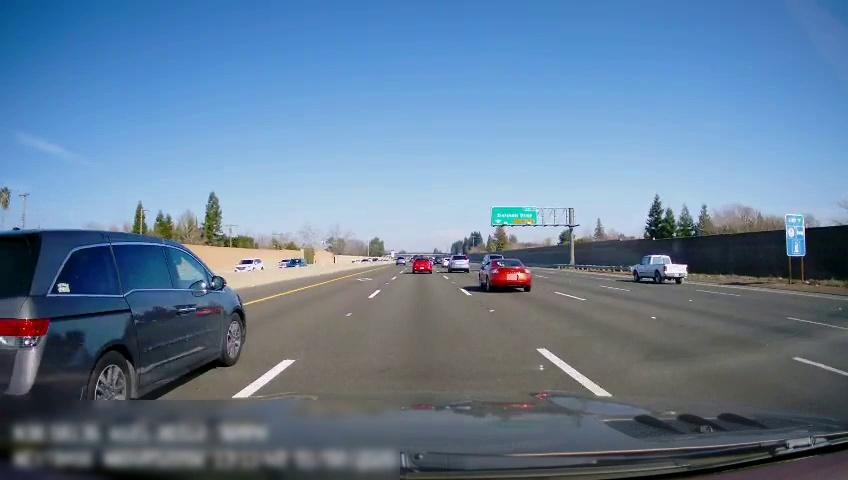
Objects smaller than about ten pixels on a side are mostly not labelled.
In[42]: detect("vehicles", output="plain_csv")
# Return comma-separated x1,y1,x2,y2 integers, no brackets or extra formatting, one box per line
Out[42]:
285,258,305,268
410,254,424,259
478,257,533,293
440,258,449,269
411,257,433,275
631,255,688,285
395,256,407,266
447,253,471,273
233,258,265,272
432,257,441,266
0,228,246,417
278,258,290,269
480,254,503,267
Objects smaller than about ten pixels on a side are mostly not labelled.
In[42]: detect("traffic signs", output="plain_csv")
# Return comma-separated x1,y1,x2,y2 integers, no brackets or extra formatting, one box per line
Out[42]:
492,206,538,226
